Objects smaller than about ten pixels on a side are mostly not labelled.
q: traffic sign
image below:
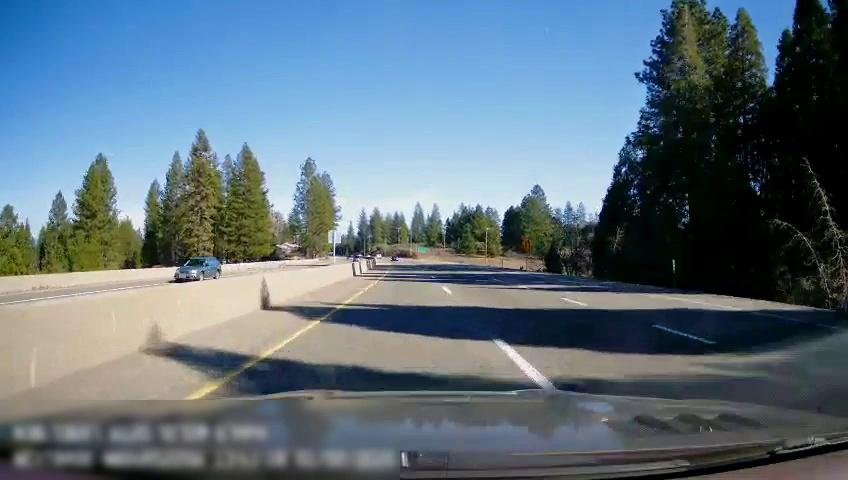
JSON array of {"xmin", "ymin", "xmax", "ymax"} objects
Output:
[{"xmin": 521, "ymin": 238, "xmax": 536, "ymax": 253}]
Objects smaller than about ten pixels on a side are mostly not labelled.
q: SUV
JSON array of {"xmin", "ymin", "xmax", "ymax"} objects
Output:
[{"xmin": 173, "ymin": 256, "xmax": 222, "ymax": 282}]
